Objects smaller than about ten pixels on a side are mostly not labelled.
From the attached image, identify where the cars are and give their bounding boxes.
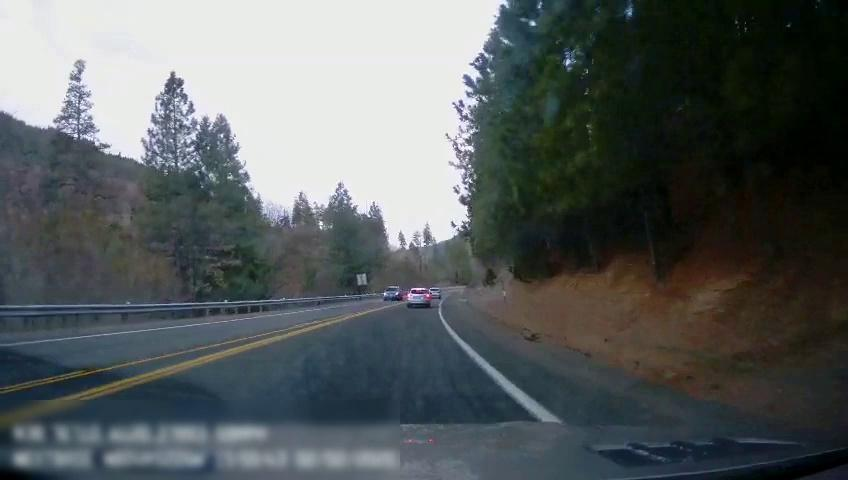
[383,285,403,302]
[428,287,442,299]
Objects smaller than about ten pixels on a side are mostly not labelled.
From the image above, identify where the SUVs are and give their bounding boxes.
[407,287,431,308]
